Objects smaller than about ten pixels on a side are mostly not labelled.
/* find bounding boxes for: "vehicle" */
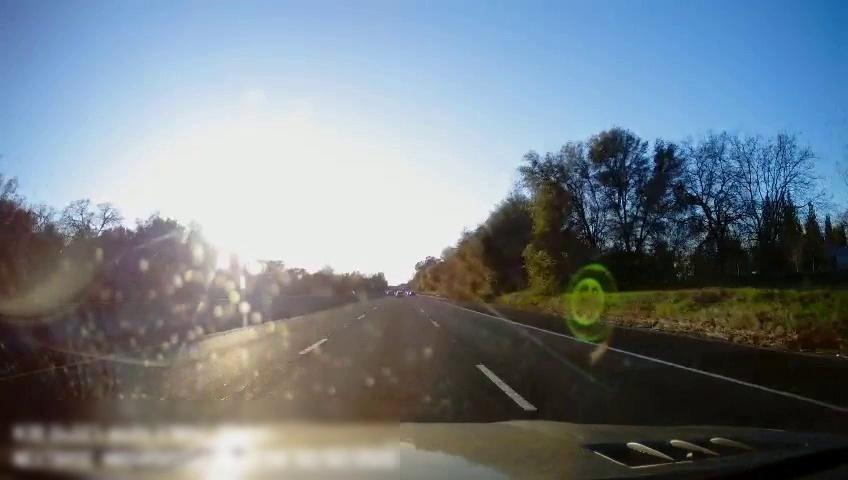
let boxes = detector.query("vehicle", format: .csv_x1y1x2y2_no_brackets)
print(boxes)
395,290,404,297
